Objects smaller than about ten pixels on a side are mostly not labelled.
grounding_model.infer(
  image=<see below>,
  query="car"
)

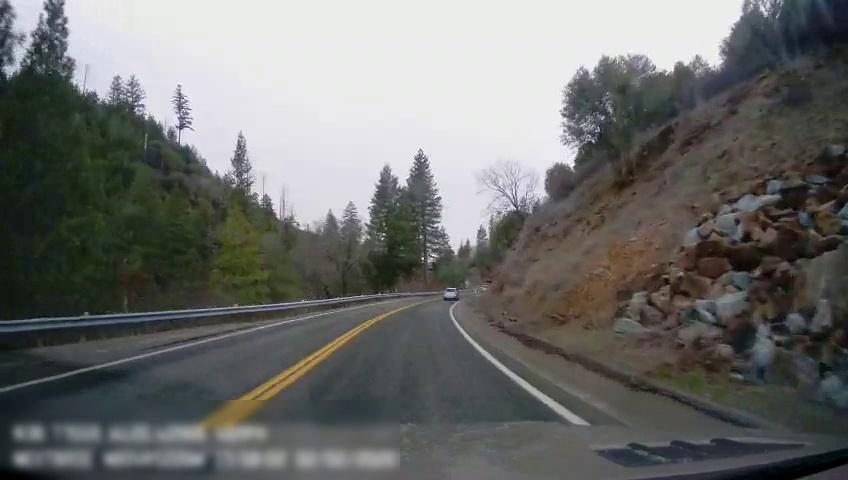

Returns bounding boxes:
[443,287,459,301]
